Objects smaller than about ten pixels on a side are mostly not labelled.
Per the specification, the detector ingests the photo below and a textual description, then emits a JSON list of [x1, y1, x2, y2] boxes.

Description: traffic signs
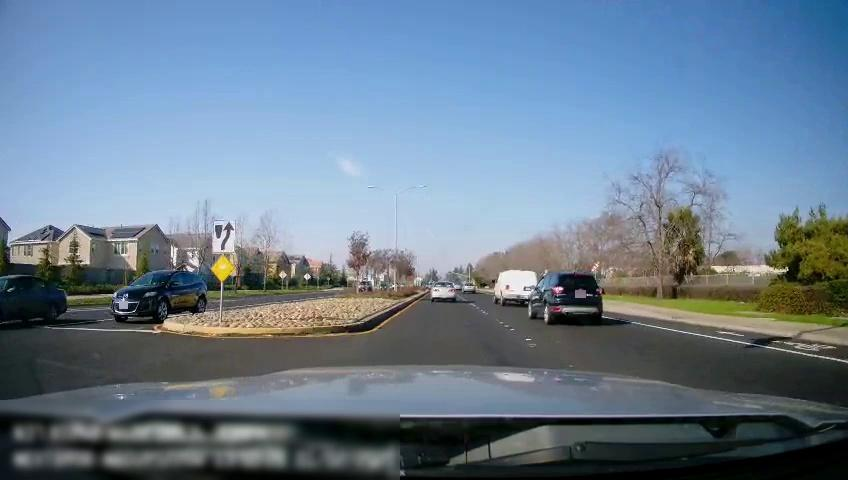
[[209, 256, 233, 281], [212, 221, 236, 253]]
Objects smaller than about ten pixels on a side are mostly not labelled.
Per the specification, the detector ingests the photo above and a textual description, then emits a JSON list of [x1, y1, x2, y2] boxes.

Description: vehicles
[[431, 280, 456, 303], [112, 270, 209, 324], [461, 282, 476, 294], [491, 270, 539, 307], [527, 273, 603, 325], [358, 281, 371, 292], [0, 274, 68, 323]]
